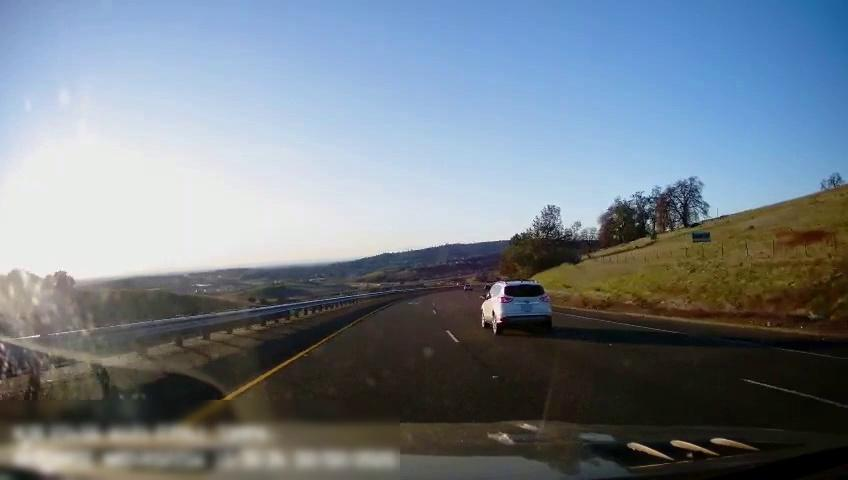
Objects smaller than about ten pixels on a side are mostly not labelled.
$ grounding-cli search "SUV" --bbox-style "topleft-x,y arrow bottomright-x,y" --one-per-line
480,281 -> 553,334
